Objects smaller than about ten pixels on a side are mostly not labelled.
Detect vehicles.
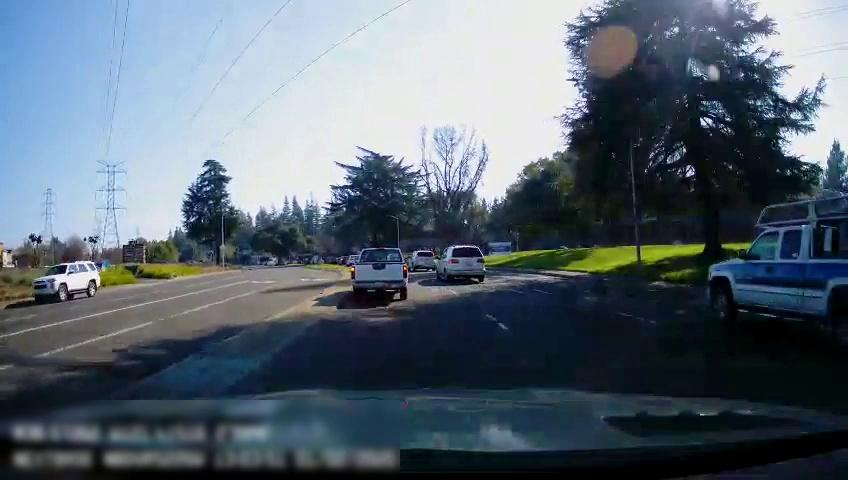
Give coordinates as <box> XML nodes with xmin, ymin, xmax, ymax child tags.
<box><xmin>346</xmin><ymin>254</ymin><xmax>360</xmax><ymax>266</ymax></box>
<box><xmin>433</xmin><ymin>245</ymin><xmax>487</xmax><ymax>284</ymax></box>
<box><xmin>705</xmin><ymin>195</ymin><xmax>848</xmax><ymax>332</ymax></box>
<box><xmin>29</xmin><ymin>260</ymin><xmax>102</xmax><ymax>304</ymax></box>
<box><xmin>350</xmin><ymin>246</ymin><xmax>409</xmax><ymax>302</ymax></box>
<box><xmin>409</xmin><ymin>250</ymin><xmax>435</xmax><ymax>270</ymax></box>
